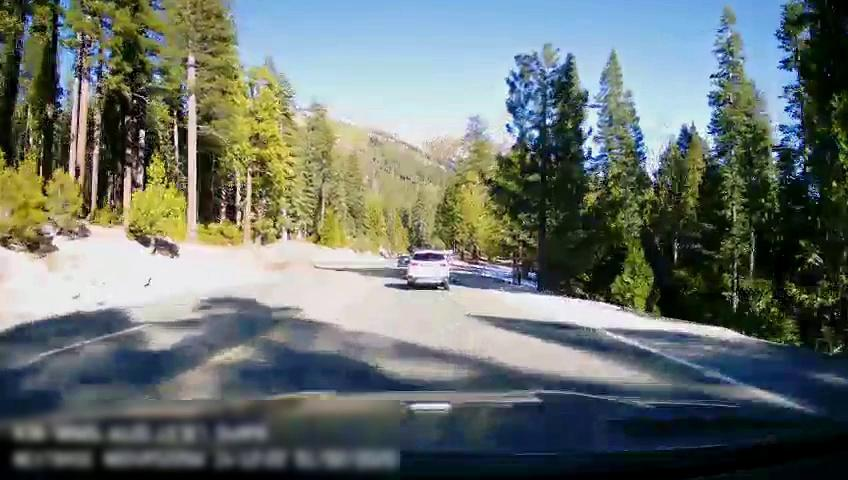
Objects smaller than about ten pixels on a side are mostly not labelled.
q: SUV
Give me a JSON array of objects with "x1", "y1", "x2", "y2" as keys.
[{"x1": 405, "y1": 250, "x2": 451, "y2": 292}]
